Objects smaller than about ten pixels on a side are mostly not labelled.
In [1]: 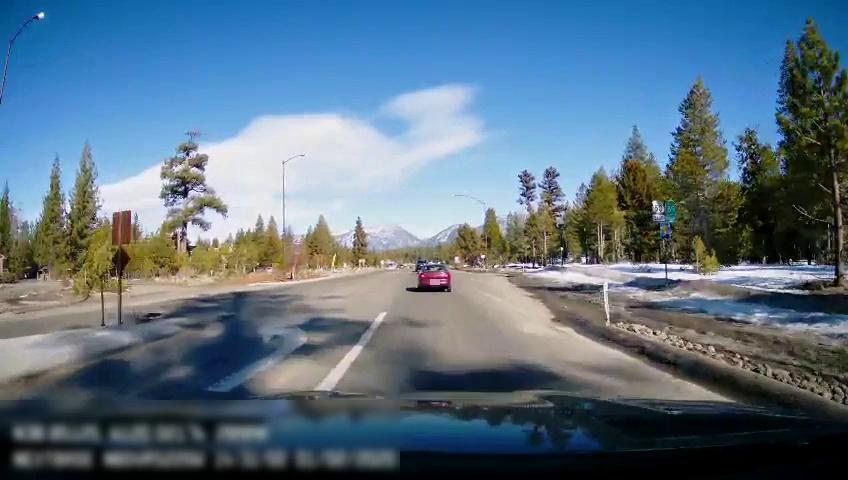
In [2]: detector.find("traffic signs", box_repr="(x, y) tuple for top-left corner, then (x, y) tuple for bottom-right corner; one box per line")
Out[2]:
(652, 200), (679, 225)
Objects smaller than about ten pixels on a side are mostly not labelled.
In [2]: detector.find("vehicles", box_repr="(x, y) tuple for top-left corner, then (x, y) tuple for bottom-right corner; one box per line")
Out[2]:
(417, 264), (453, 293)
(415, 260), (430, 271)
